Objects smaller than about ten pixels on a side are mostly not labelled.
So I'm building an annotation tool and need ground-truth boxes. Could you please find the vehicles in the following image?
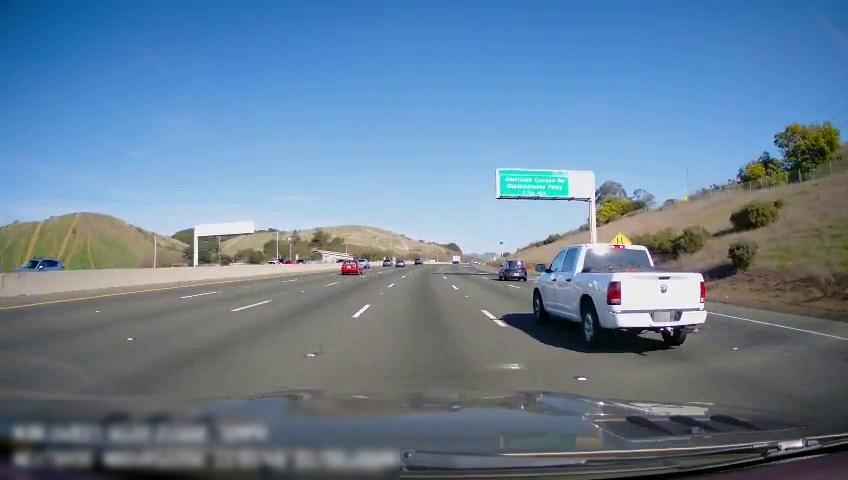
[396,260,406,268]
[497,259,528,282]
[282,258,297,264]
[382,258,394,268]
[532,241,707,347]
[358,258,371,270]
[265,260,283,264]
[341,259,362,276]
[15,256,65,273]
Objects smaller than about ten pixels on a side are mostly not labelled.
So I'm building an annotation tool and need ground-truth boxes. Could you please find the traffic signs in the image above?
[498,169,570,198]
[610,231,633,245]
